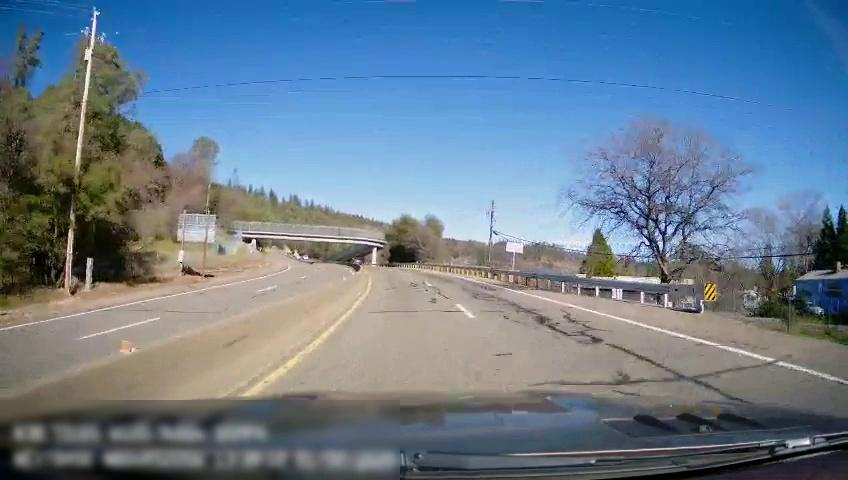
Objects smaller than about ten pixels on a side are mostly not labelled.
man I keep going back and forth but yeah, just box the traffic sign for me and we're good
[703,280,721,305]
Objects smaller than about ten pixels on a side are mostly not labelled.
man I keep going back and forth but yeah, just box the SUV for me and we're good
[349,256,361,265]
